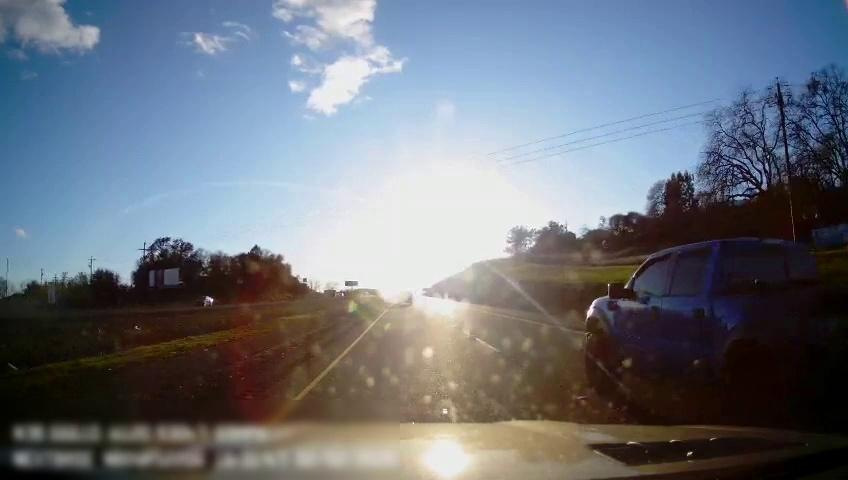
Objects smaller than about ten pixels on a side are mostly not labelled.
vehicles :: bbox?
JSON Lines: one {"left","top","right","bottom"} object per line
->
{"left": 583, "top": 237, "right": 848, "bottom": 429}
{"left": 396, "top": 291, "right": 414, "bottom": 307}
{"left": 196, "top": 295, "right": 215, "bottom": 307}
